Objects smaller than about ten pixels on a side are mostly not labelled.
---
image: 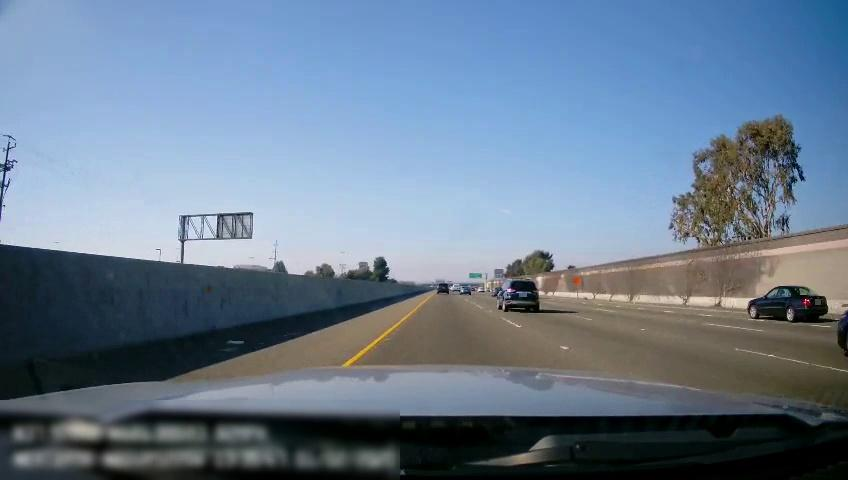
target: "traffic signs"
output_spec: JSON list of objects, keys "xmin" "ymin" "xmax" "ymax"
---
[{"xmin": 469, "ymin": 272, "xmax": 483, "ymax": 279}]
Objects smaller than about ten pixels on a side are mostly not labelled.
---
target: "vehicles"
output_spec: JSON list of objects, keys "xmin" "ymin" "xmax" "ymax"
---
[
  {"xmin": 836, "ymin": 314, "xmax": 848, "ymax": 353},
  {"xmin": 491, "ymin": 287, "xmax": 498, "ymax": 297},
  {"xmin": 459, "ymin": 284, "xmax": 472, "ymax": 295},
  {"xmin": 746, "ymin": 285, "xmax": 829, "ymax": 322},
  {"xmin": 497, "ymin": 278, "xmax": 540, "ymax": 312},
  {"xmin": 436, "ymin": 282, "xmax": 450, "ymax": 295}
]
